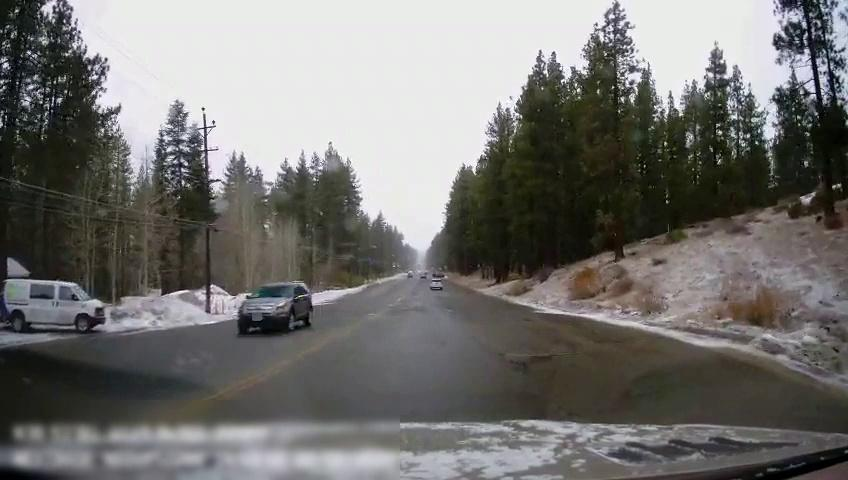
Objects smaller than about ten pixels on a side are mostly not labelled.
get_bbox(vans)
[429,277,445,292]
[1,279,106,333]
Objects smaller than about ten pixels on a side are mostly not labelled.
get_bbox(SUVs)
[236,282,314,336]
